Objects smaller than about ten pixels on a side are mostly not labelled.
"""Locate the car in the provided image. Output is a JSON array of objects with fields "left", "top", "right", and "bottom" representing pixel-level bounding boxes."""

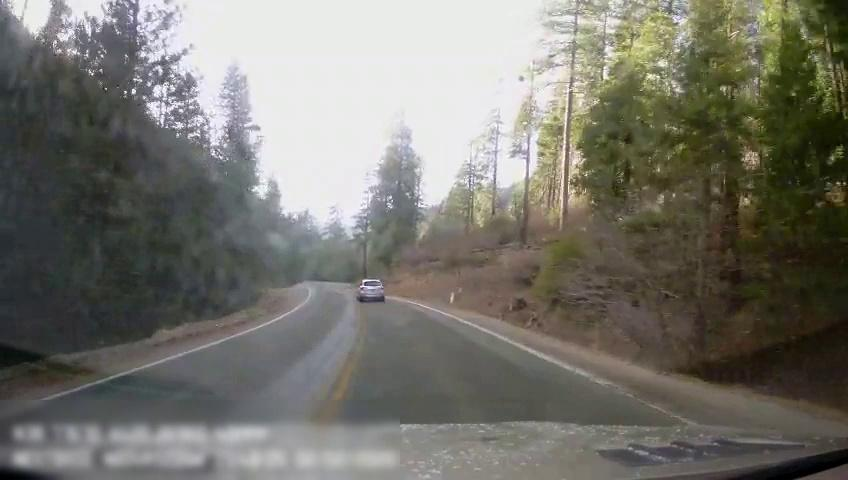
[{"left": 356, "top": 278, "right": 385, "bottom": 303}]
